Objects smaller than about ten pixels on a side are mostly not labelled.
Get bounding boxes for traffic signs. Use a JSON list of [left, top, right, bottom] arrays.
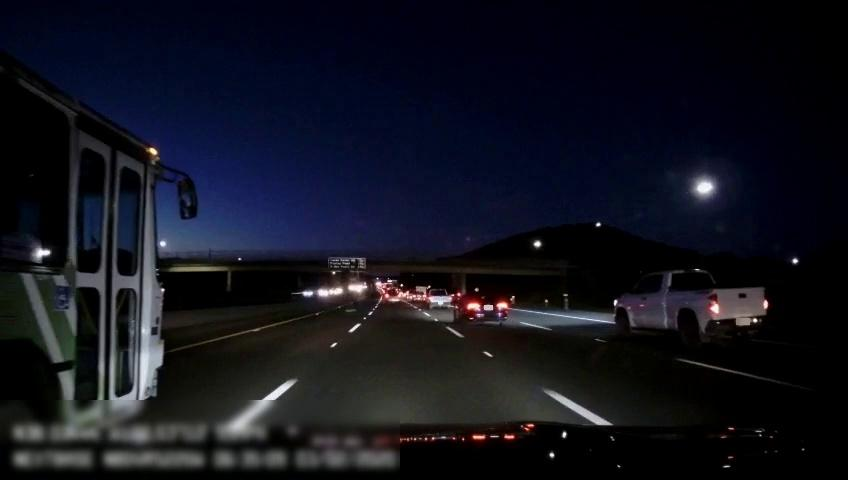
[[327, 256, 367, 273]]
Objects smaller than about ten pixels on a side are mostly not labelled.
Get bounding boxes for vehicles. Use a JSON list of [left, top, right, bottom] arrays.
[[452, 291, 508, 326], [614, 267, 768, 350], [0, 49, 198, 466], [423, 289, 452, 309], [412, 291, 427, 302], [385, 289, 402, 303]]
